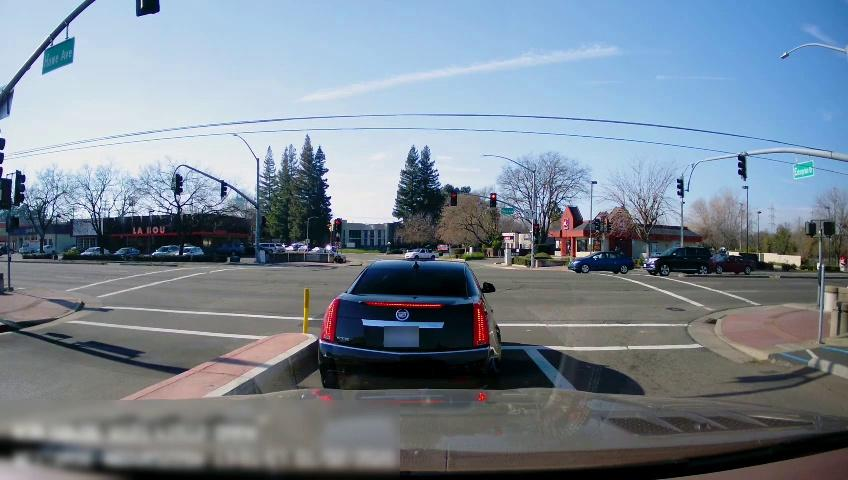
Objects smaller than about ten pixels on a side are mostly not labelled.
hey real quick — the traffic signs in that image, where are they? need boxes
[500,207,513,215]
[793,160,816,177]
[41,36,75,75]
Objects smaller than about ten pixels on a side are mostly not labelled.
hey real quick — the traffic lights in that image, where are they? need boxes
[173,173,184,195]
[0,179,12,211]
[13,170,26,206]
[605,219,612,232]
[489,192,496,207]
[0,137,6,177]
[134,0,160,16]
[676,178,685,197]
[533,223,540,236]
[595,219,602,232]
[804,222,819,236]
[5,218,20,231]
[736,153,747,178]
[821,221,836,235]
[220,180,227,198]
[449,191,457,207]
[333,219,342,233]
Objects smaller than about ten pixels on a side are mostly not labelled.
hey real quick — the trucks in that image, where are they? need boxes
[405,248,436,261]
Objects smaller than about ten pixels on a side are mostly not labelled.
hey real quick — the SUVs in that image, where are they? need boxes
[643,246,714,277]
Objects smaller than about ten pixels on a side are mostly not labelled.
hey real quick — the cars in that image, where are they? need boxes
[112,248,136,258]
[152,246,183,258]
[715,255,752,275]
[176,247,204,258]
[319,260,504,390]
[568,252,631,274]
[81,247,105,257]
